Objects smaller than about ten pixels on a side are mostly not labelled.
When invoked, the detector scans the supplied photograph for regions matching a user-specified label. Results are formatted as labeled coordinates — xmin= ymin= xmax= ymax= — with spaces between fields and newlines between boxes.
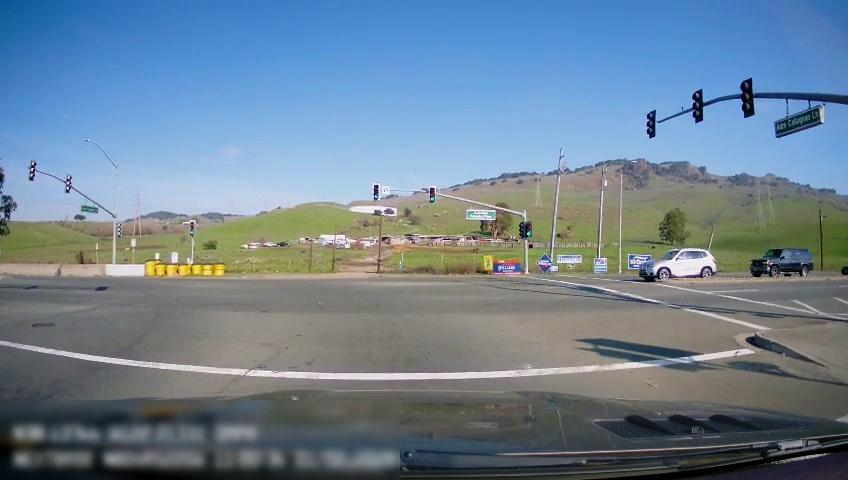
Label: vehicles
xmin=841 ymin=266 xmax=848 ymax=276
xmin=749 ymin=248 xmax=814 ymax=278
xmin=639 ymin=247 xmax=718 ymax=281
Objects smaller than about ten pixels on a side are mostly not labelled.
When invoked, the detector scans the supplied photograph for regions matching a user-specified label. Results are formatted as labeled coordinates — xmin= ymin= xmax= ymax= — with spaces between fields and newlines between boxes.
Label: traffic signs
xmin=464 ymin=207 xmax=498 ymax=222
xmin=80 ymin=203 xmax=100 ymax=215
xmin=773 ymin=103 xmax=826 ymax=139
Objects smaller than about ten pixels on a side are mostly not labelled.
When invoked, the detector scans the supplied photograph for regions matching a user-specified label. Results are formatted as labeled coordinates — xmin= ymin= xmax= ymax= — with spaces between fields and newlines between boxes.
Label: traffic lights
xmin=27 ymin=159 xmax=38 ymax=182
xmin=64 ymin=174 xmax=74 ymax=194
xmin=188 ymin=219 xmax=198 ymax=237
xmin=116 ymin=222 xmax=124 ymax=239
xmin=691 ymin=87 xmax=705 ymax=124
xmin=371 ymin=182 xmax=382 ymax=201
xmin=523 ymin=220 xmax=533 ymax=240
xmin=739 ymin=76 xmax=755 ymax=119
xmin=517 ymin=221 xmax=525 ymax=240
xmin=645 ymin=108 xmax=657 ymax=140
xmin=427 ymin=185 xmax=437 ymax=205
